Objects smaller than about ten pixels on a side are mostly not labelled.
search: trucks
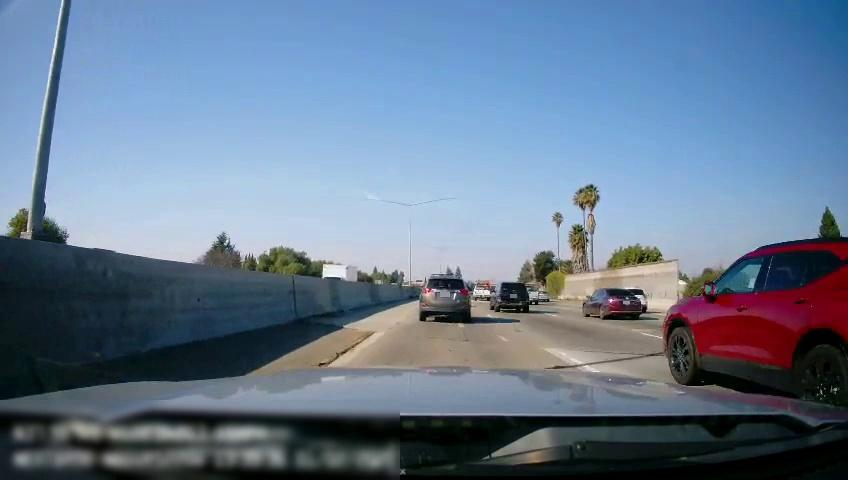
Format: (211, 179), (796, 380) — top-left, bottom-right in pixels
(524, 285), (540, 306)
(472, 281), (492, 302)
(322, 263), (358, 282)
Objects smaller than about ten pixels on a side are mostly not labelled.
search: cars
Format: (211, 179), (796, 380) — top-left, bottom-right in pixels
(582, 287), (644, 321)
(619, 287), (649, 314)
(535, 290), (550, 303)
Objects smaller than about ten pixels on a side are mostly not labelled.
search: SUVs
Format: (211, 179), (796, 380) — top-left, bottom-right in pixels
(661, 236), (848, 407)
(489, 280), (531, 313)
(418, 273), (474, 323)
